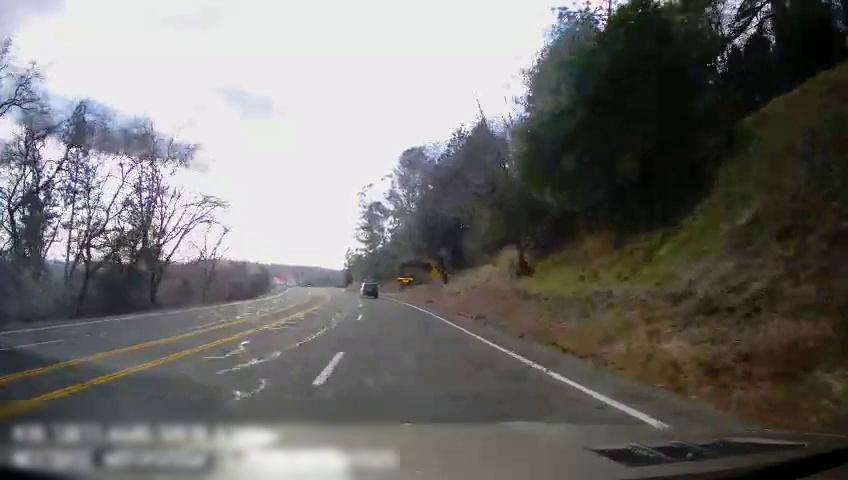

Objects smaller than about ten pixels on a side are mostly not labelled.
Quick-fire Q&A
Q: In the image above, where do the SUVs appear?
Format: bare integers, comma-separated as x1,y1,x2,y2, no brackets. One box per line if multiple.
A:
360,283,378,299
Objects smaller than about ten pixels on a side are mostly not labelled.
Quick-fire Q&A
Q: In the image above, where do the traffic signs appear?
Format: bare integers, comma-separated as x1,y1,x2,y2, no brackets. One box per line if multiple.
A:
394,278,413,284
429,266,442,281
